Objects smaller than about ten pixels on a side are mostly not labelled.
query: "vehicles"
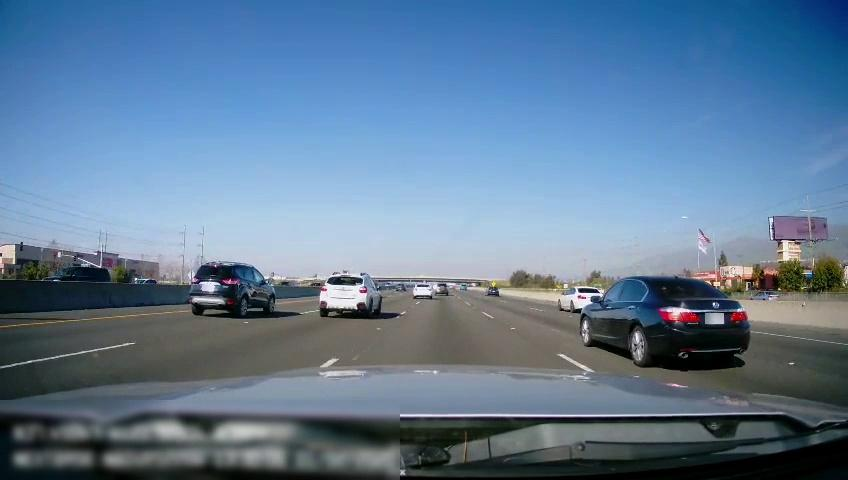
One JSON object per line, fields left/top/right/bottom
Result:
{"left": 39, "top": 265, "right": 114, "bottom": 284}
{"left": 486, "top": 286, "right": 500, "bottom": 297}
{"left": 557, "top": 286, "right": 605, "bottom": 314}
{"left": 128, "top": 278, "right": 161, "bottom": 287}
{"left": 412, "top": 282, "right": 433, "bottom": 300}
{"left": 434, "top": 283, "right": 449, "bottom": 296}
{"left": 279, "top": 280, "right": 297, "bottom": 289}
{"left": 319, "top": 271, "right": 382, "bottom": 319}
{"left": 748, "top": 290, "right": 781, "bottom": 303}
{"left": 578, "top": 274, "right": 753, "bottom": 368}
{"left": 188, "top": 260, "right": 277, "bottom": 319}
{"left": 395, "top": 283, "right": 407, "bottom": 292}
{"left": 308, "top": 282, "right": 326, "bottom": 288}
